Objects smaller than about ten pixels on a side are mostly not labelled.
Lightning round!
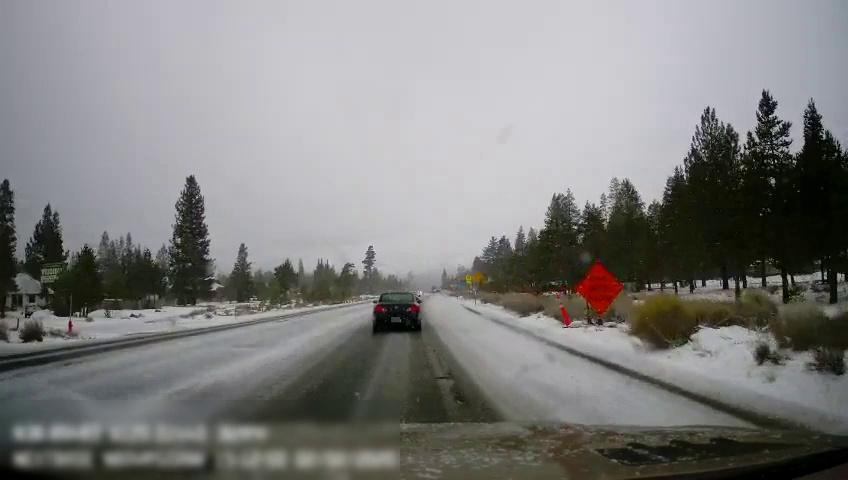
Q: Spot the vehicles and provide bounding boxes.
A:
[24,303,40,318]
[372,292,422,332]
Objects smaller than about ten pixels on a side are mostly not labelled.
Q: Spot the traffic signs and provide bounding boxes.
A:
[576,263,624,317]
